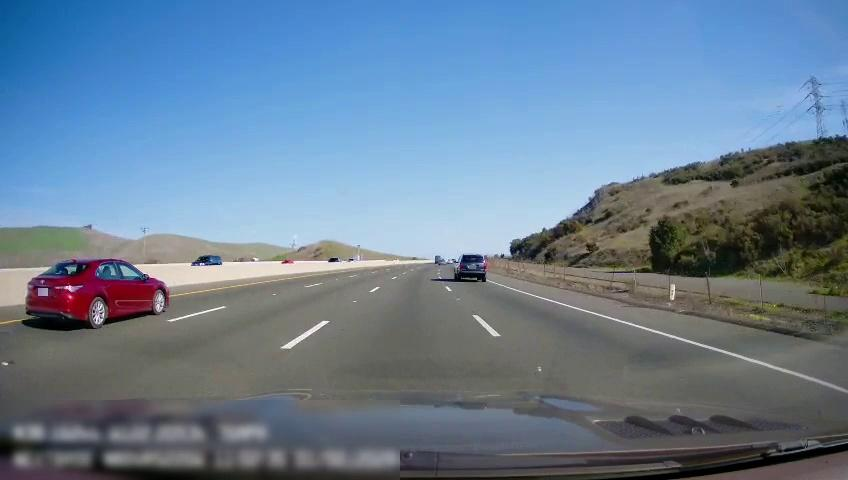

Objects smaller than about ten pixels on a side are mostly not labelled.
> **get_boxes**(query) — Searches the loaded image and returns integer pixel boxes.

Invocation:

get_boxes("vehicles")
[454,254,488,282]
[281,259,295,264]
[24,258,169,330]
[327,257,339,262]
[434,255,441,266]
[190,255,222,267]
